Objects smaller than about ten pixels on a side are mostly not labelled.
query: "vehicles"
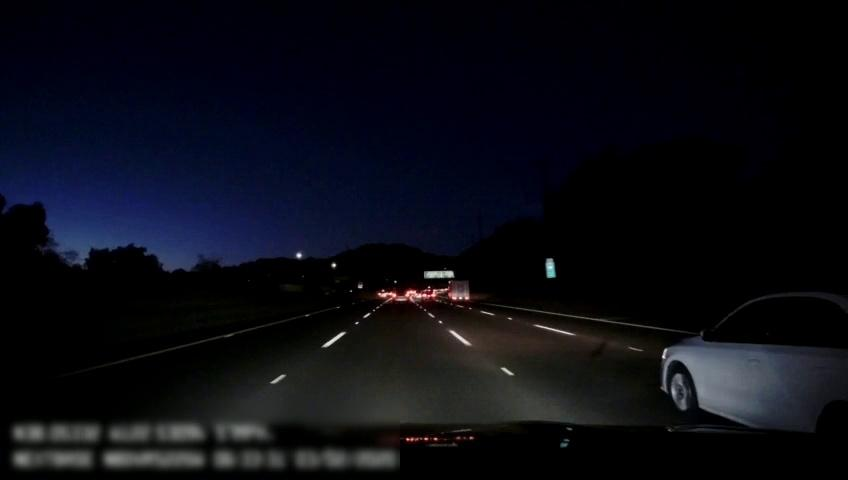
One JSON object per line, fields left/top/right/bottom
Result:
{"left": 660, "top": 289, "right": 848, "bottom": 436}
{"left": 391, "top": 290, "right": 410, "bottom": 304}
{"left": 421, "top": 290, "right": 436, "bottom": 302}
{"left": 447, "top": 280, "right": 470, "bottom": 308}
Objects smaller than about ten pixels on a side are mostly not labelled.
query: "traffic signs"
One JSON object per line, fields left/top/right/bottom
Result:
{"left": 545, "top": 258, "right": 557, "bottom": 279}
